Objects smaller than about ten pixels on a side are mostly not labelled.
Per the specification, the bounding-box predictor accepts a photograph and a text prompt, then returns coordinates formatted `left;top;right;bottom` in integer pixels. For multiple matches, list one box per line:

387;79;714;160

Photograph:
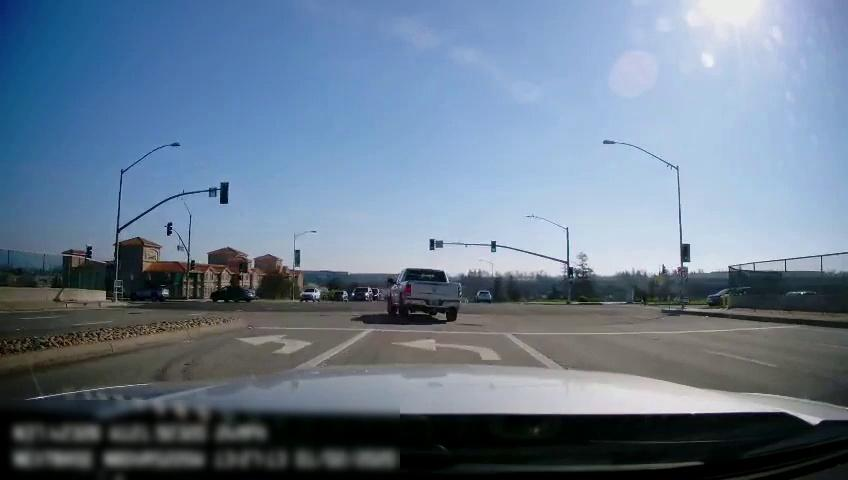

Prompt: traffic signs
208;187;217;198
677;266;689;282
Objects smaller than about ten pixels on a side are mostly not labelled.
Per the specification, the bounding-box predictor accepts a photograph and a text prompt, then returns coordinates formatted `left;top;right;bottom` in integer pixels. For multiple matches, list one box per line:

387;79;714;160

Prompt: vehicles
130;284;169;302
370;287;381;301
299;287;321;302
330;290;349;302
387;267;463;323
783;291;816;297
473;290;493;304
707;286;752;307
209;285;256;304
349;286;374;302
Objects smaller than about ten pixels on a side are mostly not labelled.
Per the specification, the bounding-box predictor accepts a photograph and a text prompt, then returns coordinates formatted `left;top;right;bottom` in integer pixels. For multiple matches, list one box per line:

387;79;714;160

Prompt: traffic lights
680;243;691;263
662;263;666;275
166;222;173;237
567;266;574;280
219;181;229;205
491;240;497;253
429;238;435;251
86;245;92;259
190;259;196;271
